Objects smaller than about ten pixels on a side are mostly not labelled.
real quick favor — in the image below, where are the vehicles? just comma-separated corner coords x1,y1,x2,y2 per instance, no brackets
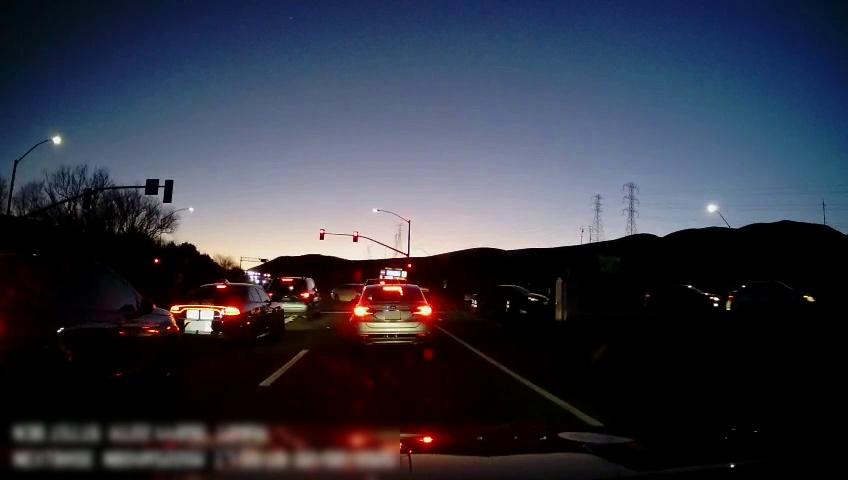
263,276,322,319
362,278,403,299
331,283,366,302
167,281,286,345
477,284,551,312
349,283,432,348
725,279,817,314
643,283,721,313
0,254,187,415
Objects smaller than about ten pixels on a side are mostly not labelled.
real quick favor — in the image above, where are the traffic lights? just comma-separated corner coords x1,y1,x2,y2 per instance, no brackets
162,179,174,204
352,230,359,243
319,228,325,241
81,187,92,210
